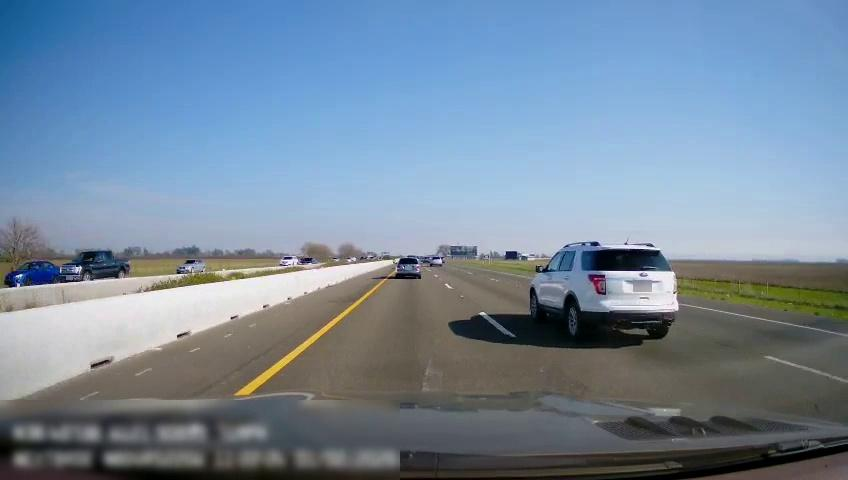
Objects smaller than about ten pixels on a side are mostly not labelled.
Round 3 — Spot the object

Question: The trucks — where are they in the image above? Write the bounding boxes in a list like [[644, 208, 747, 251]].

[[58, 249, 132, 283]]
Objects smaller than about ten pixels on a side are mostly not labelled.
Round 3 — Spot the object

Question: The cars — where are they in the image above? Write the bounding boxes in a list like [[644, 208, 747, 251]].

[[280, 255, 299, 266], [395, 257, 422, 280], [175, 258, 208, 275], [3, 260, 61, 288], [429, 255, 443, 267], [297, 256, 318, 266]]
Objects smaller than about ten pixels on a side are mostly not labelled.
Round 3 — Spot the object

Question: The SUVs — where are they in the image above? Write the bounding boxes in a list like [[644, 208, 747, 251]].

[[528, 240, 680, 344]]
